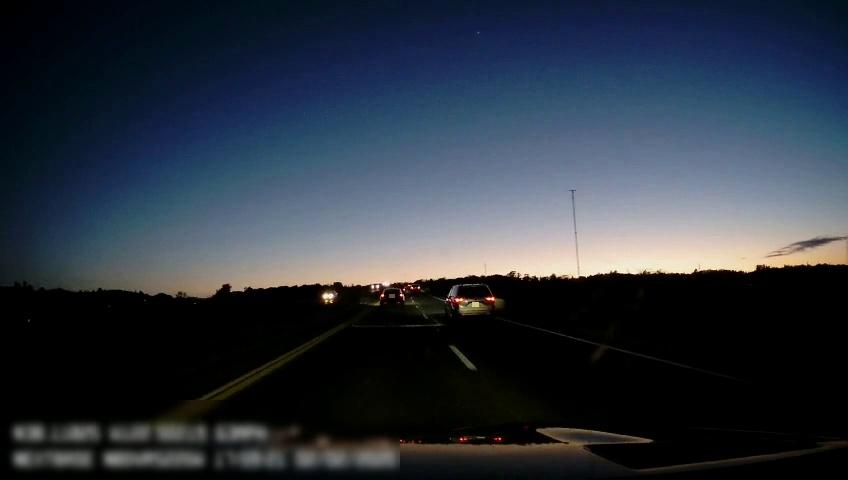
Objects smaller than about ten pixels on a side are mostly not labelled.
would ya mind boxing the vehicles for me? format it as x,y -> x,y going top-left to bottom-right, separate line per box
320,289 -> 339,302
444,284 -> 496,322
409,284 -> 420,294
380,288 -> 404,307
